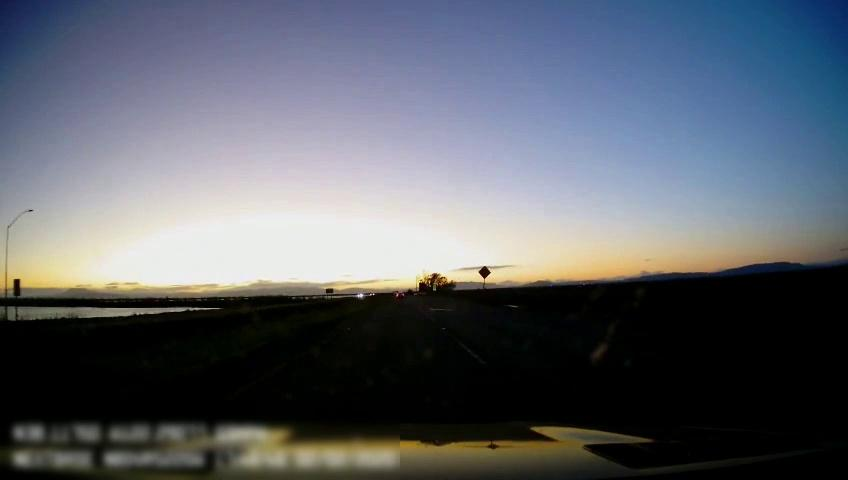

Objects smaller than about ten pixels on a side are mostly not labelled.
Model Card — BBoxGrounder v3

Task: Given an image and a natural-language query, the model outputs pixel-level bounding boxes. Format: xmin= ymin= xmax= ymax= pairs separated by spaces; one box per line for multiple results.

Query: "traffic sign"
xmin=477 ymin=265 xmax=492 ymax=280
